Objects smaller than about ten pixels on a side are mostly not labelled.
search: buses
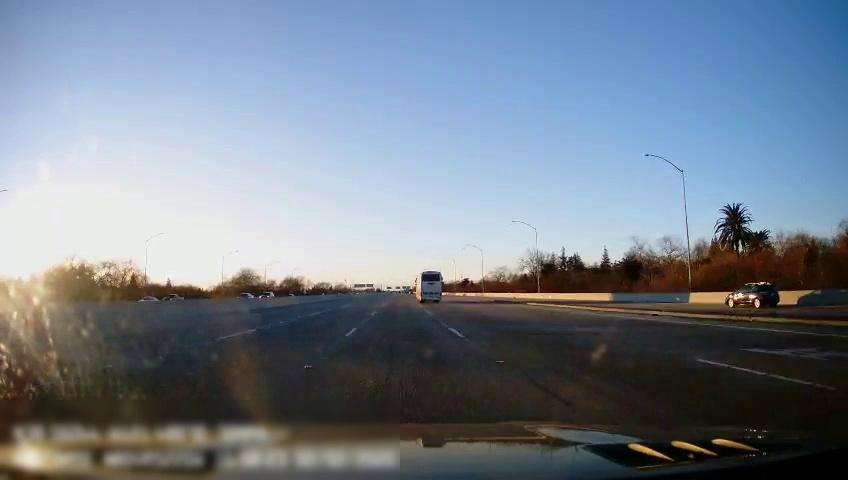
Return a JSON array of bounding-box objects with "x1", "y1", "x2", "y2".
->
[{"x1": 415, "y1": 269, "x2": 443, "y2": 304}]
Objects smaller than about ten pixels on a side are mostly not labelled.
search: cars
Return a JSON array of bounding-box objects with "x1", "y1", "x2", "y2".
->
[
  {"x1": 724, "y1": 281, "x2": 780, "y2": 310},
  {"x1": 138, "y1": 295, "x2": 159, "y2": 302},
  {"x1": 259, "y1": 291, "x2": 275, "y2": 299},
  {"x1": 237, "y1": 293, "x2": 255, "y2": 299}
]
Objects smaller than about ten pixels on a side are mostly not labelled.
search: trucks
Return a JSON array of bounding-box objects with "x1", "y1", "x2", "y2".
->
[{"x1": 162, "y1": 293, "x2": 184, "y2": 301}]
